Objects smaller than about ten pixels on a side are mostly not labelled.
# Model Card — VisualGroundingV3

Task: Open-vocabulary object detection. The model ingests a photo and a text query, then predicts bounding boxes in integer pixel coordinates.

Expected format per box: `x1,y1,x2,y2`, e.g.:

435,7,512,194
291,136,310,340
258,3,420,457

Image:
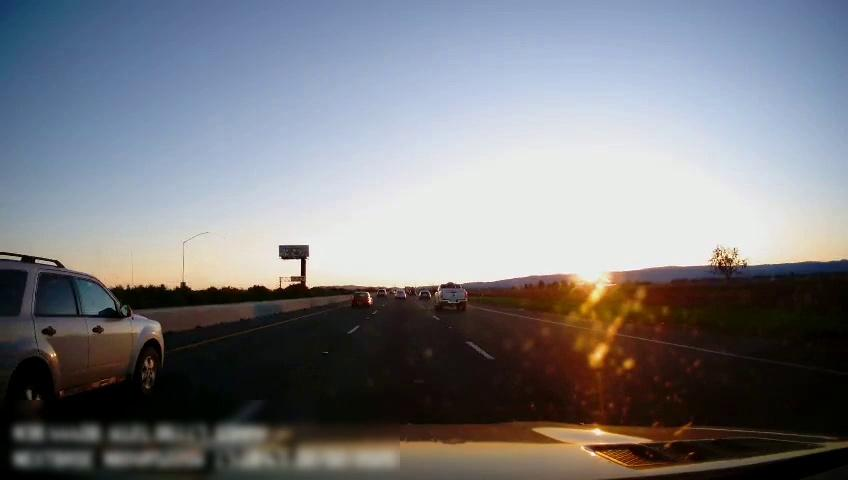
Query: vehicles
434,281,469,312
418,289,432,300
394,289,407,300
376,288,387,299
351,291,374,310
0,250,167,442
